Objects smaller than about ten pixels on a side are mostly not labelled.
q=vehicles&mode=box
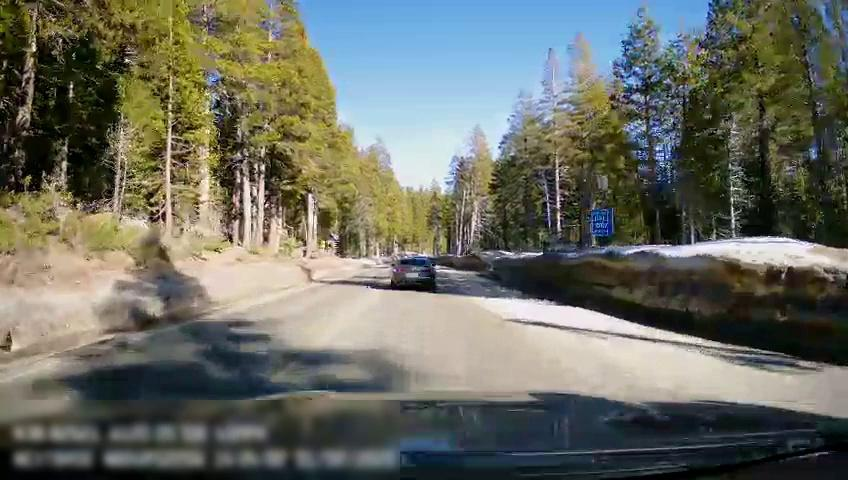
[426,254,437,269]
[389,257,434,291]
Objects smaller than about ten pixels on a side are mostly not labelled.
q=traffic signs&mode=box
[591,209,615,237]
